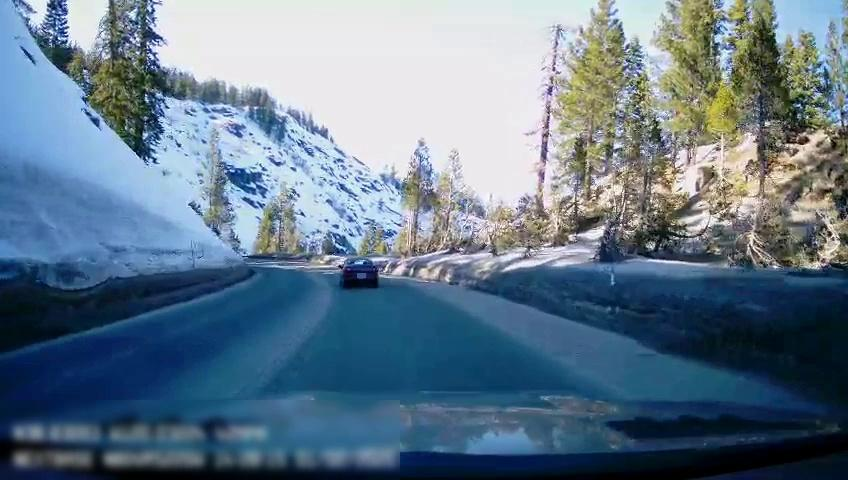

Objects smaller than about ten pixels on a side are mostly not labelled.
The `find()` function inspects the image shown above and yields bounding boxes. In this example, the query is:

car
[339,256,379,288]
